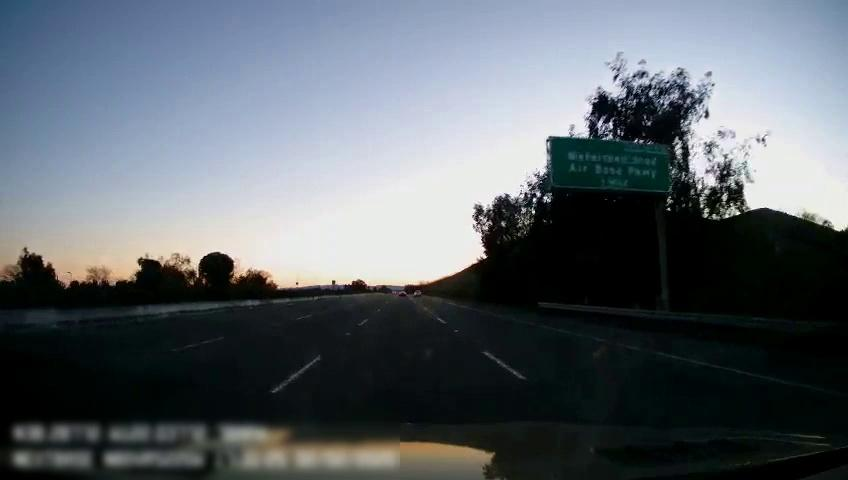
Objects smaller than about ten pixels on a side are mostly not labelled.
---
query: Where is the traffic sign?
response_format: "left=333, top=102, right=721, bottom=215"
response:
left=547, top=137, right=674, bottom=193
